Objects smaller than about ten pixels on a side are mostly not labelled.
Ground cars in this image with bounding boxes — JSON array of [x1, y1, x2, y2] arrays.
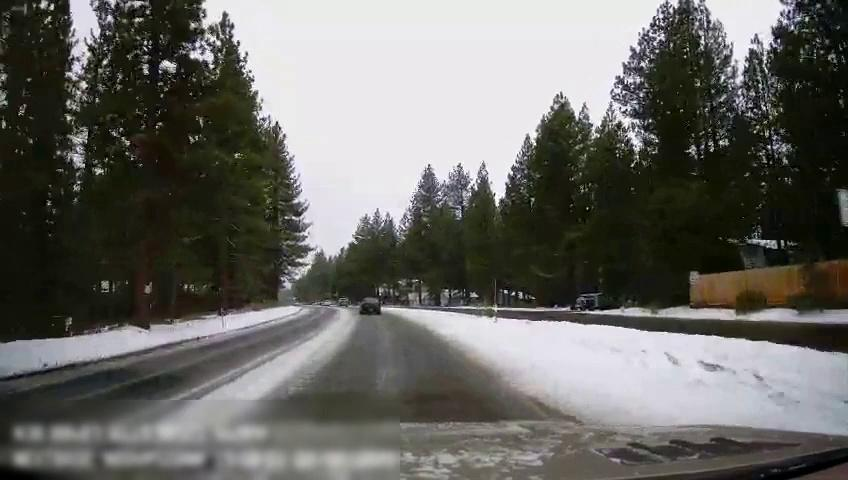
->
[[359, 297, 381, 316], [336, 297, 349, 308], [320, 299, 331, 307]]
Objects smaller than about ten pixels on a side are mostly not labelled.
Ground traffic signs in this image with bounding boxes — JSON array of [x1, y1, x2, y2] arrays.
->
[[837, 189, 848, 226]]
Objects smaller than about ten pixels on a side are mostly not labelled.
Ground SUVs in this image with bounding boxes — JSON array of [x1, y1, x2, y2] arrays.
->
[[575, 294, 596, 312]]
